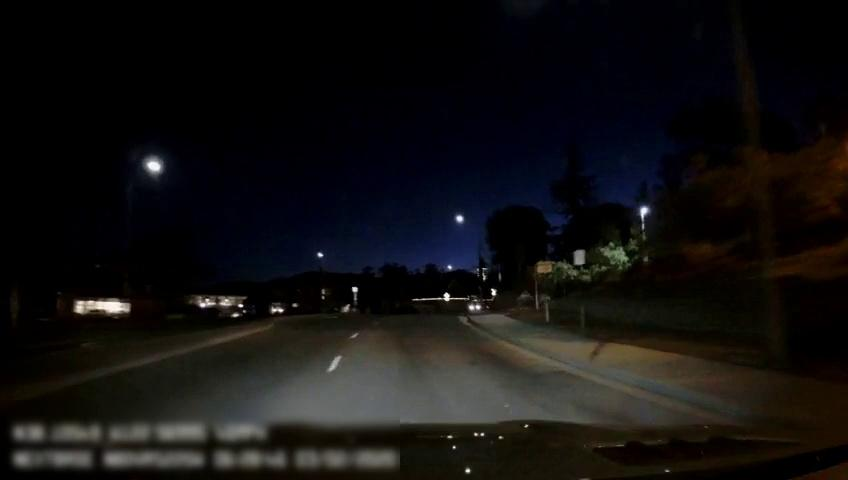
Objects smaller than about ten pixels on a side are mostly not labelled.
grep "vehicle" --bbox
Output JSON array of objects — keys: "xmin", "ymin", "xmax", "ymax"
[{"xmin": 468, "ymin": 300, "xmax": 482, "ymax": 312}]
